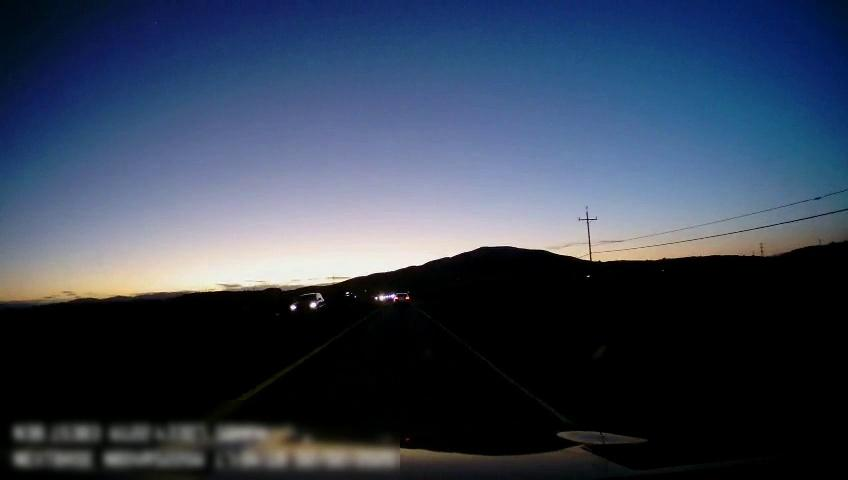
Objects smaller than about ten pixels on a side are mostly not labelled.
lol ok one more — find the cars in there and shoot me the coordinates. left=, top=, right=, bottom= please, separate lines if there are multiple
left=289, top=292, right=326, bottom=314
left=393, top=292, right=411, bottom=306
